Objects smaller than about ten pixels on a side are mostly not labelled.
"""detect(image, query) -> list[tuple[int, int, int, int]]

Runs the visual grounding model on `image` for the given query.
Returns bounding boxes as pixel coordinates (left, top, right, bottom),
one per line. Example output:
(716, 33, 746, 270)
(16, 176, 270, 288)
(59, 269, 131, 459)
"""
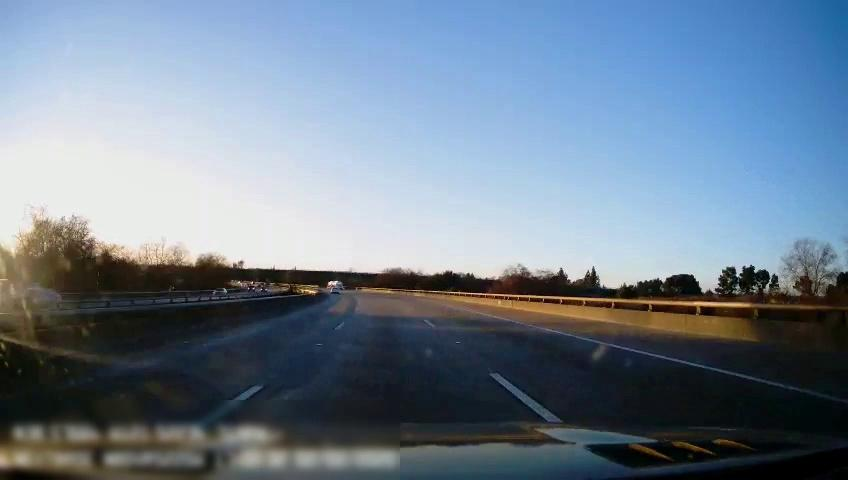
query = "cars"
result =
(18, 288, 62, 310)
(213, 287, 228, 297)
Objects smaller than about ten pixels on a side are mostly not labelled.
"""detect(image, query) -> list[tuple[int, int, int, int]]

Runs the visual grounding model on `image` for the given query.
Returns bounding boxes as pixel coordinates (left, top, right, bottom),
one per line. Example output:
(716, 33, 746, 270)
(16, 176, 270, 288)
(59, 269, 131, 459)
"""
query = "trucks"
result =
(328, 280, 343, 290)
